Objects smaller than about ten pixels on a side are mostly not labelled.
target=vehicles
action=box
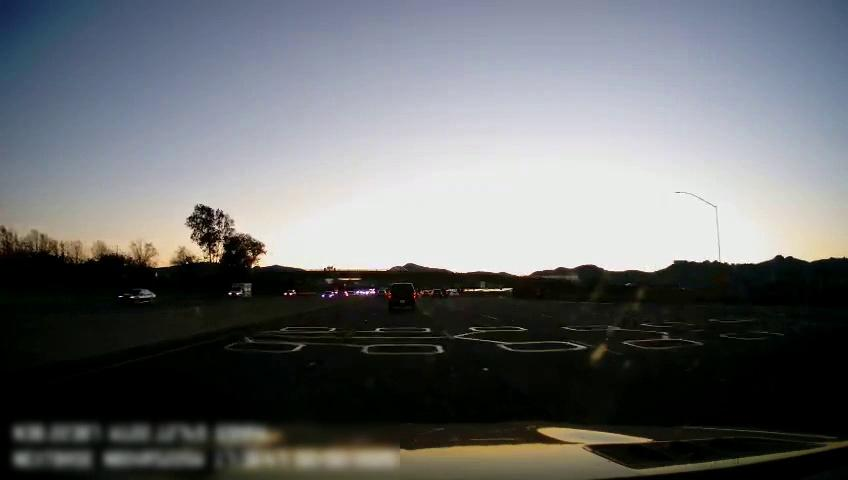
[116,288,157,306]
[387,281,418,310]
[227,282,252,299]
[430,288,443,299]
[283,289,297,297]
[321,291,335,300]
